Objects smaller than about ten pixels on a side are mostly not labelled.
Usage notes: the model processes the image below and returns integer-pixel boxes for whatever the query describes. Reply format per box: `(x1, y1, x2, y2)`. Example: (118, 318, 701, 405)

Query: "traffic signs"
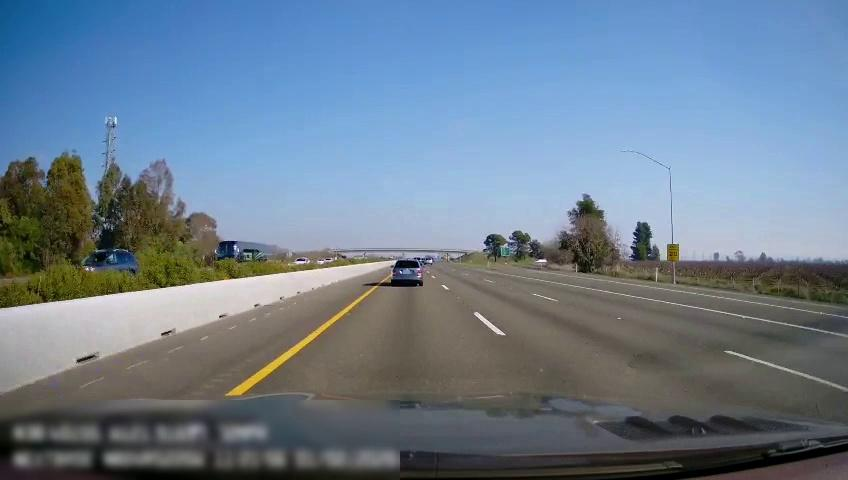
(500, 247, 511, 257)
(666, 243, 680, 263)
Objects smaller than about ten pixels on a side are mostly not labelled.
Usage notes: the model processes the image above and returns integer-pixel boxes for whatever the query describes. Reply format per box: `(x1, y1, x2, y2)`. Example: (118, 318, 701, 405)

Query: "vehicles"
(322, 257, 336, 265)
(293, 256, 311, 266)
(78, 248, 140, 278)
(214, 240, 274, 264)
(389, 259, 423, 287)
(316, 258, 327, 265)
(412, 256, 423, 267)
(535, 258, 547, 263)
